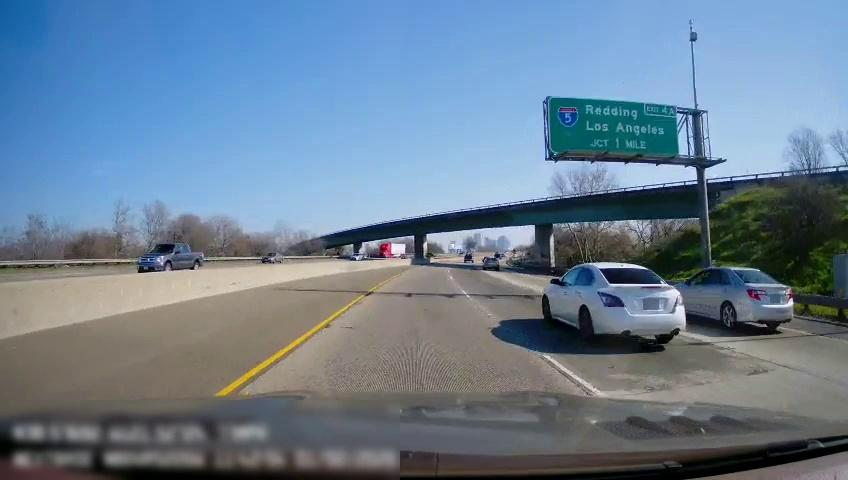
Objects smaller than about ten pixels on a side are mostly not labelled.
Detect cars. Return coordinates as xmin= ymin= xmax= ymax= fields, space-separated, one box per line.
xmin=482 ymin=258 xmax=500 ymax=271
xmin=671 ymin=267 xmax=793 ymax=332
xmin=540 ymin=262 xmax=686 ymax=346
xmin=350 ymin=252 xmax=368 ymax=262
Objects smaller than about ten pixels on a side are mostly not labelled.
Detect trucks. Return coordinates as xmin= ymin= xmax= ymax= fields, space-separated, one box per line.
xmin=137 ymin=242 xmax=205 ymax=274
xmin=261 ymin=252 xmax=282 ymax=264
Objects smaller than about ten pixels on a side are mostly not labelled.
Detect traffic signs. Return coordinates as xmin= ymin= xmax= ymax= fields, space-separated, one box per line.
xmin=547 ymin=95 xmax=681 ymax=159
